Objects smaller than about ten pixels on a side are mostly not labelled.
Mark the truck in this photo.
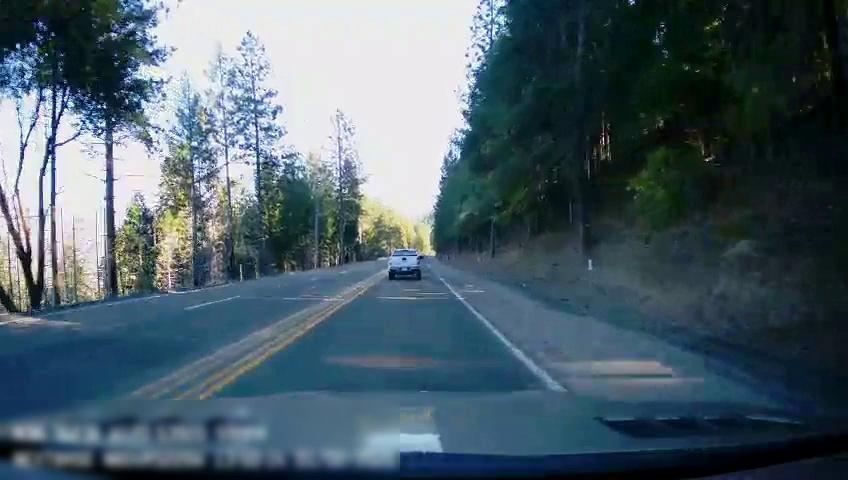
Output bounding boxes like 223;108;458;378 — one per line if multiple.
387;247;425;281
